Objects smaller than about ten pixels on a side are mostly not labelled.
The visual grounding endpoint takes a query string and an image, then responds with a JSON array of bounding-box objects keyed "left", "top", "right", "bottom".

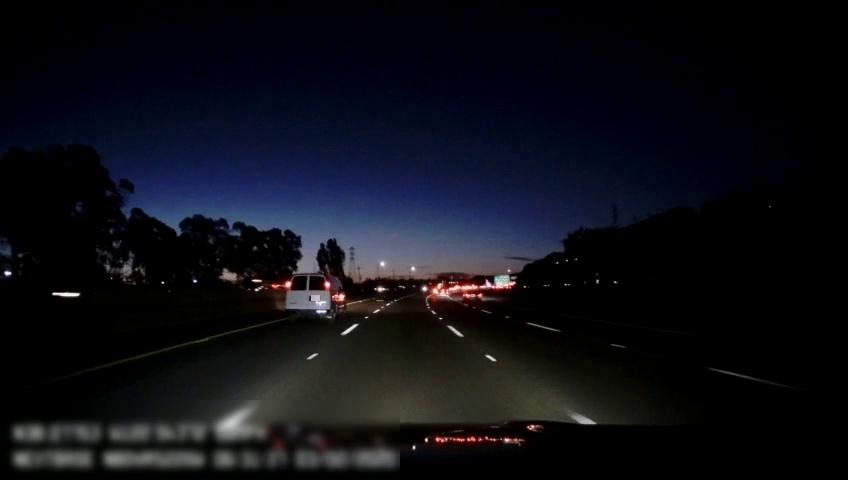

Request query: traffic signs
[{"left": 494, "top": 274, "right": 510, "bottom": 285}]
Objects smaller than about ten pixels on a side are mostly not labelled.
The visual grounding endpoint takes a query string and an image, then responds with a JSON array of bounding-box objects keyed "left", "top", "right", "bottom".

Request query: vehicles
[
  {"left": 284, "top": 272, "right": 346, "bottom": 322},
  {"left": 246, "top": 279, "right": 272, "bottom": 294},
  {"left": 462, "top": 288, "right": 483, "bottom": 303}
]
